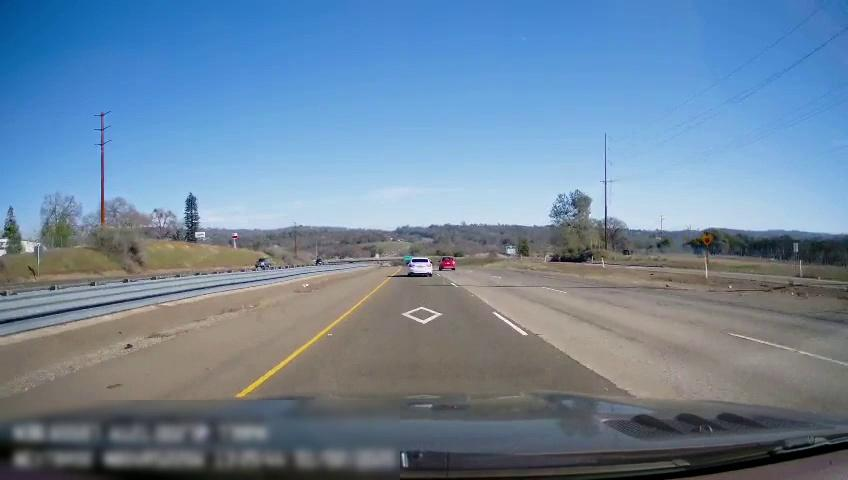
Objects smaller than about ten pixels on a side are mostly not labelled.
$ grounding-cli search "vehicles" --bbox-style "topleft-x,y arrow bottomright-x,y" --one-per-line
438,258 -> 457,271
405,257 -> 432,277
253,258 -> 273,268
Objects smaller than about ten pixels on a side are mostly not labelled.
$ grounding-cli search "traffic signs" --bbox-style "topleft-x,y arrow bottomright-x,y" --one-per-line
700,230 -> 715,246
